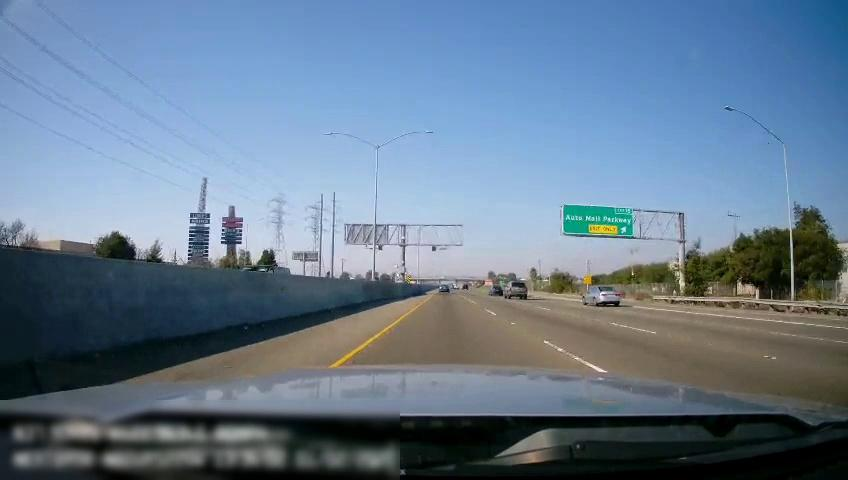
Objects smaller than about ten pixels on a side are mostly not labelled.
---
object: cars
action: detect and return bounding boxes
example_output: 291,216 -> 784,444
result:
439,283 -> 450,293
488,286 -> 503,297
582,285 -> 621,307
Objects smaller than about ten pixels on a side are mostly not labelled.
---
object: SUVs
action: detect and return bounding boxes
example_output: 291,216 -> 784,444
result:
504,280 -> 529,300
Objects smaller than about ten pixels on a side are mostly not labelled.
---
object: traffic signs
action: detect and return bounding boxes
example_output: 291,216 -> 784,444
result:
562,203 -> 634,237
